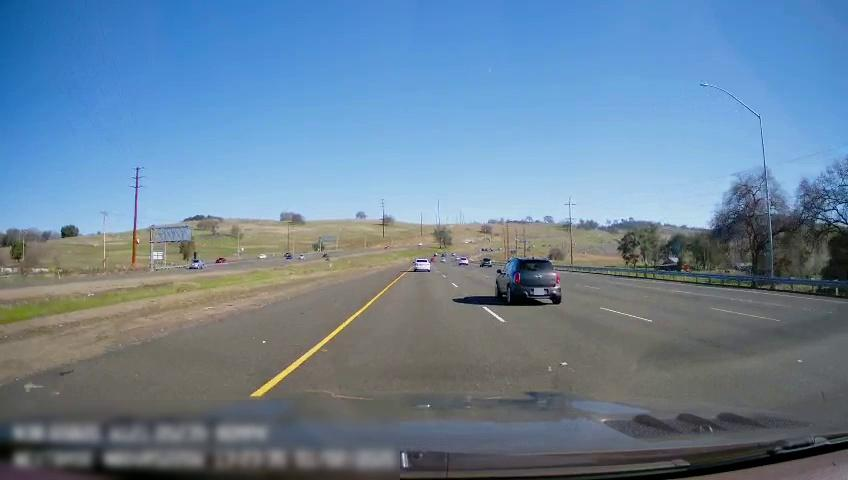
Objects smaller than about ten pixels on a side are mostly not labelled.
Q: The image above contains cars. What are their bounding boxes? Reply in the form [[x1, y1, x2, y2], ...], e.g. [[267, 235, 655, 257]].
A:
[[189, 259, 206, 269], [495, 258, 563, 306], [458, 256, 469, 265], [215, 257, 227, 263]]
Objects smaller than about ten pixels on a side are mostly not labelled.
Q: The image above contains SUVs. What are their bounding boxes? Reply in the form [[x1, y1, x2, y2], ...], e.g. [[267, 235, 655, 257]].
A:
[[414, 258, 431, 272], [480, 257, 492, 268]]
